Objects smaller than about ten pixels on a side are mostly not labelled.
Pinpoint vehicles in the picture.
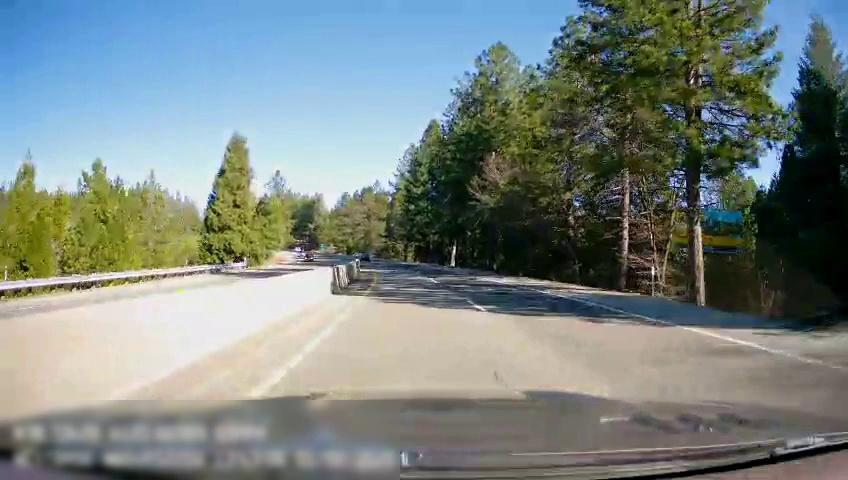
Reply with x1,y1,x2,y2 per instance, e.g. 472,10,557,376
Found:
303,252,315,263
359,252,370,262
